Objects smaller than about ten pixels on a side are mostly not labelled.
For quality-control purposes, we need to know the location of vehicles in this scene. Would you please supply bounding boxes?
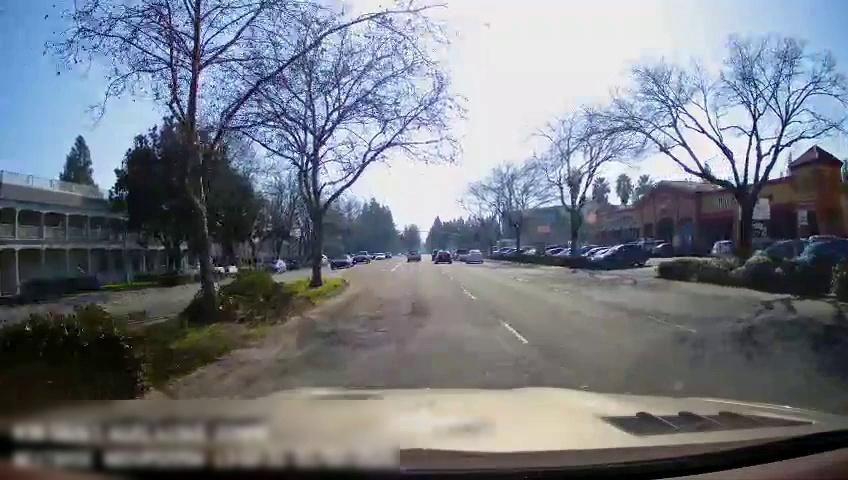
[431,249,442,261]
[331,254,353,269]
[580,246,610,257]
[459,253,468,262]
[757,240,813,273]
[712,240,741,259]
[434,250,451,264]
[592,247,615,257]
[564,245,603,257]
[490,240,518,255]
[407,251,421,261]
[552,248,580,257]
[784,239,848,276]
[353,250,372,264]
[313,254,329,266]
[465,250,483,263]
[453,248,469,260]
[628,241,657,258]
[498,249,521,257]
[541,248,569,257]
[265,259,286,274]
[603,244,647,266]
